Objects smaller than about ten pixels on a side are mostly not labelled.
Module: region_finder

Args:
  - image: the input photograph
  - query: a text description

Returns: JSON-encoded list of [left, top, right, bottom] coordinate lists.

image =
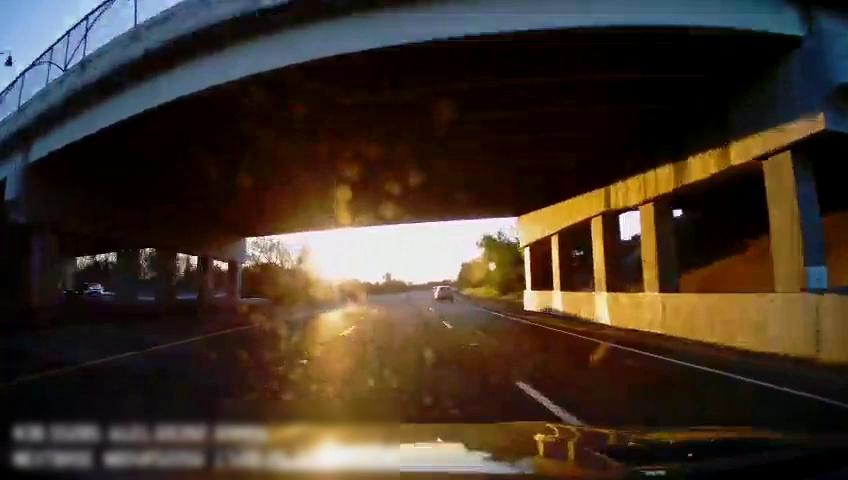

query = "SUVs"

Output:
[[63, 281, 104, 300], [434, 285, 454, 303]]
